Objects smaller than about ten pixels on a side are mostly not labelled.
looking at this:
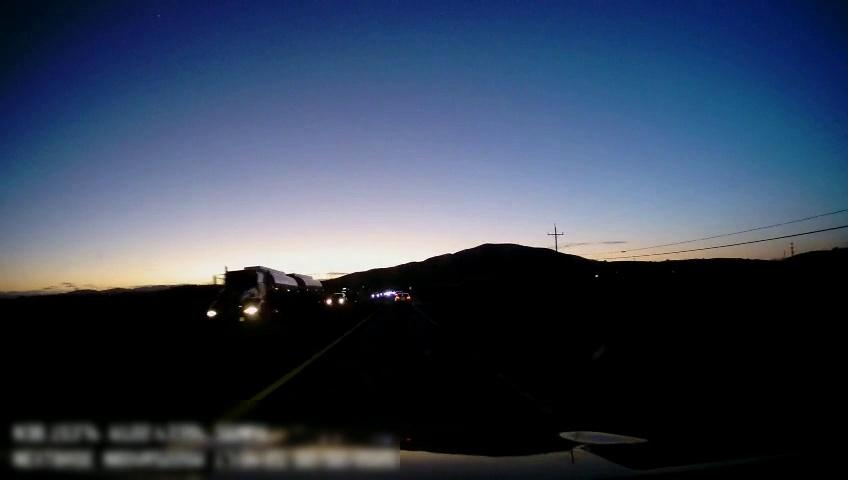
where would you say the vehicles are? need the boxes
[394,292,411,304]
[206,265,325,328]
[325,292,347,308]
[370,291,382,300]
